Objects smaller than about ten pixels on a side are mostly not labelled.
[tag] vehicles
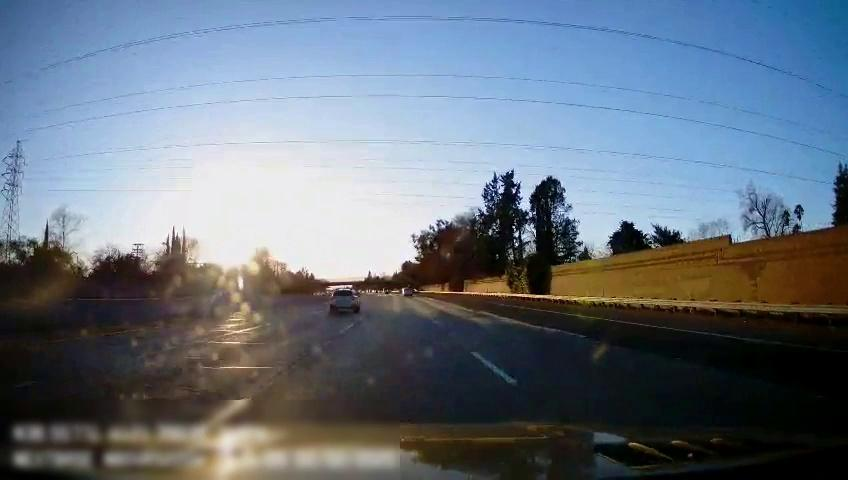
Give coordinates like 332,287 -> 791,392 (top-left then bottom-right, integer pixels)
329,288 -> 361,315
402,286 -> 414,297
